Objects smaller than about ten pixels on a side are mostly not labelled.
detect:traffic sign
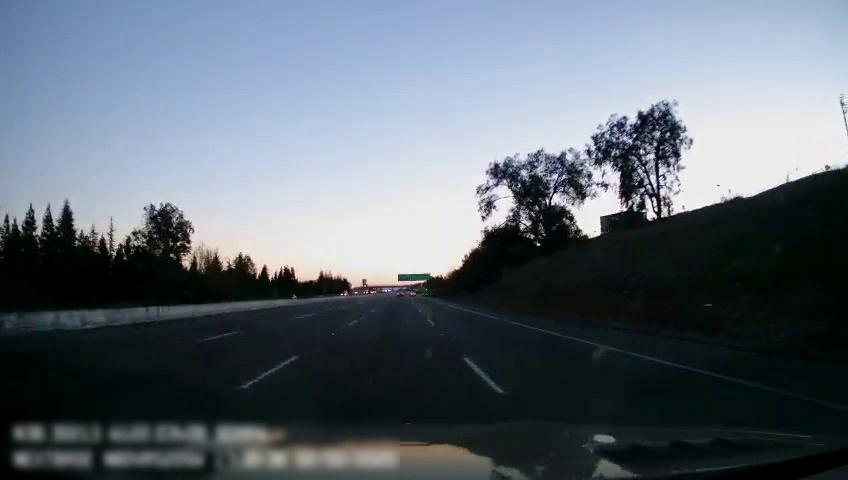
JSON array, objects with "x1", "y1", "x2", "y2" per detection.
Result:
[{"x1": 398, "y1": 273, "x2": 430, "y2": 281}]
